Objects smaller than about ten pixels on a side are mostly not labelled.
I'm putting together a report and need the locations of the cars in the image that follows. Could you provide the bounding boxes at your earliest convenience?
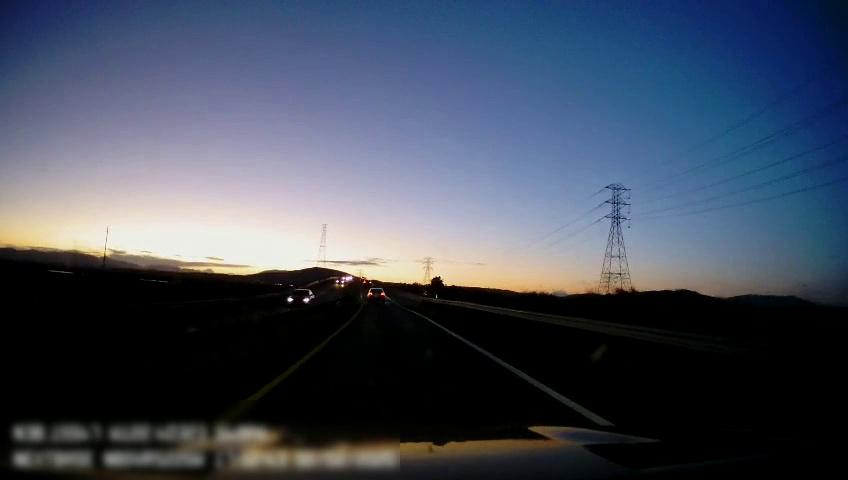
[366,287,386,303]
[286,288,316,307]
